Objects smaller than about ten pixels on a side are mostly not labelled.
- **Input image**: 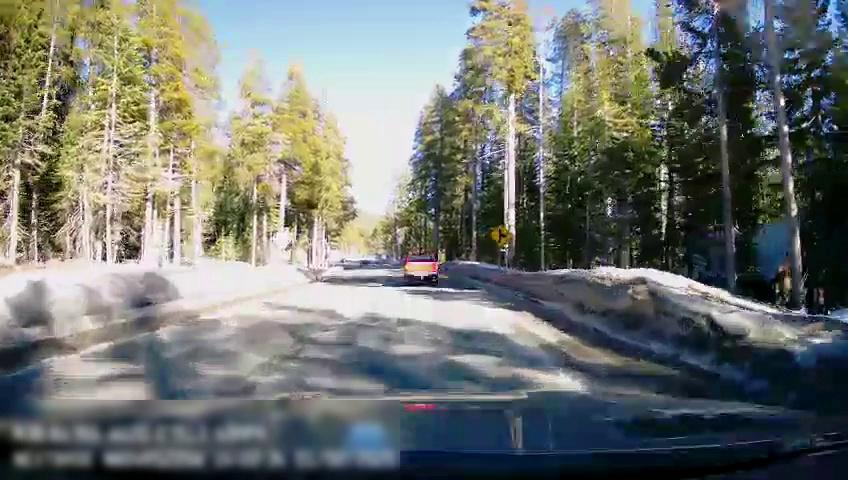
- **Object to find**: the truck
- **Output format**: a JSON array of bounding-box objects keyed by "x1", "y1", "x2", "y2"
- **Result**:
[{"x1": 404, "y1": 249, "x2": 441, "y2": 286}]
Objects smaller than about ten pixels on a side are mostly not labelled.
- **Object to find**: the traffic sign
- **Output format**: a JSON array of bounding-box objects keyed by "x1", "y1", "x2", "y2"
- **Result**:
[{"x1": 489, "y1": 222, "x2": 513, "y2": 249}]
